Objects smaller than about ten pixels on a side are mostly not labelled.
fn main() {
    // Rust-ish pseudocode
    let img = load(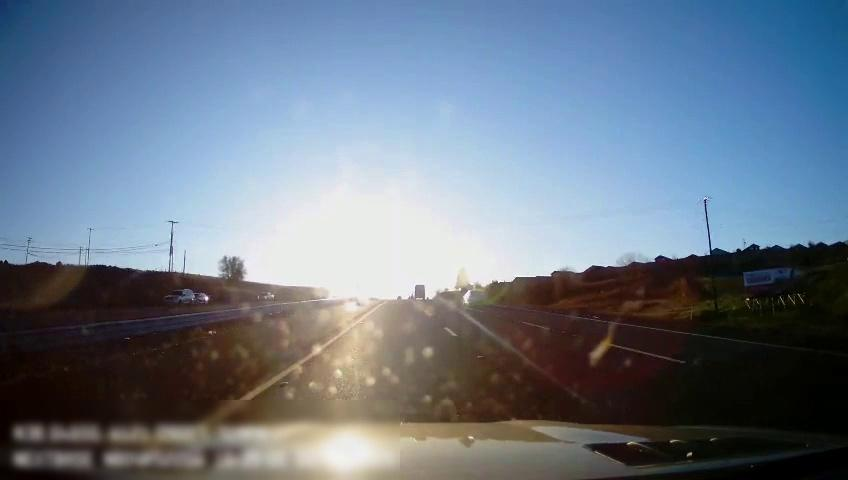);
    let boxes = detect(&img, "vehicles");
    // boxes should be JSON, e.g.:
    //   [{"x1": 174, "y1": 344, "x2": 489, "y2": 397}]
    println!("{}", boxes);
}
[
  {"x1": 257, "y1": 292, "x2": 275, "y2": 303},
  {"x1": 194, "y1": 293, "x2": 209, "y2": 305},
  {"x1": 415, "y1": 284, "x2": 425, "y2": 301},
  {"x1": 164, "y1": 289, "x2": 196, "y2": 306},
  {"x1": 463, "y1": 289, "x2": 486, "y2": 307}
]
